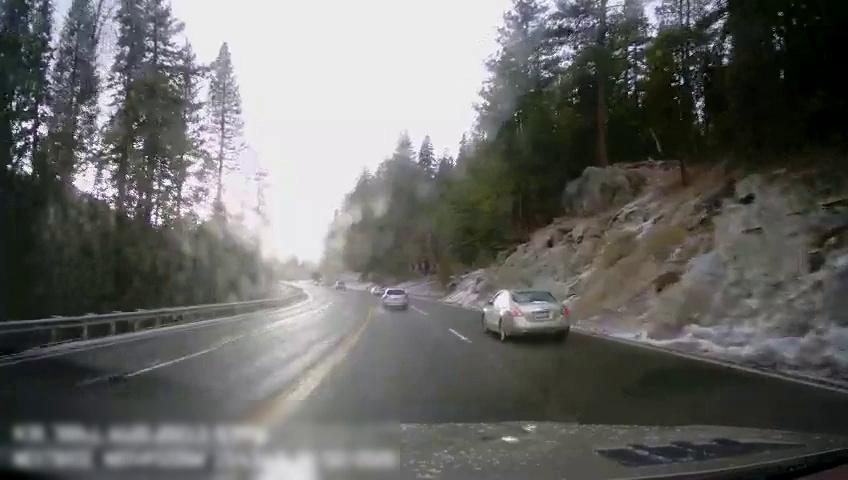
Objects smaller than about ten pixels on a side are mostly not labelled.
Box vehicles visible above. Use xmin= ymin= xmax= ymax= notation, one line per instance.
xmin=334 ymin=279 xmax=347 ymax=291
xmin=374 ymin=287 xmax=386 ymax=297
xmin=382 ymin=287 xmax=408 ymax=309
xmin=479 ymin=289 xmax=572 ymax=343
